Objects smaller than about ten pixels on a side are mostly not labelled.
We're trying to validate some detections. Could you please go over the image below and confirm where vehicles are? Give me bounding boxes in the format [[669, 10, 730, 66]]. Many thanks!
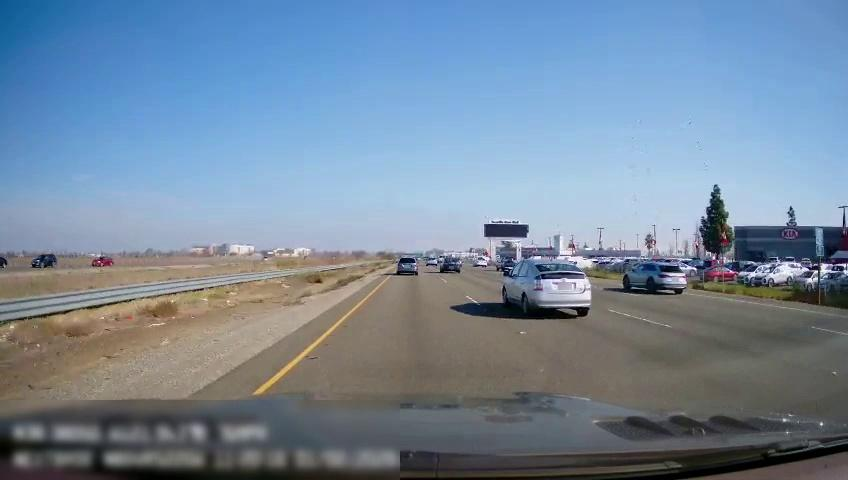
[[0, 256, 9, 269], [424, 256, 438, 267], [31, 253, 58, 269], [439, 257, 461, 273], [622, 261, 688, 295], [396, 258, 419, 276], [91, 256, 115, 268], [495, 256, 516, 272], [501, 258, 592, 318], [472, 256, 488, 268]]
